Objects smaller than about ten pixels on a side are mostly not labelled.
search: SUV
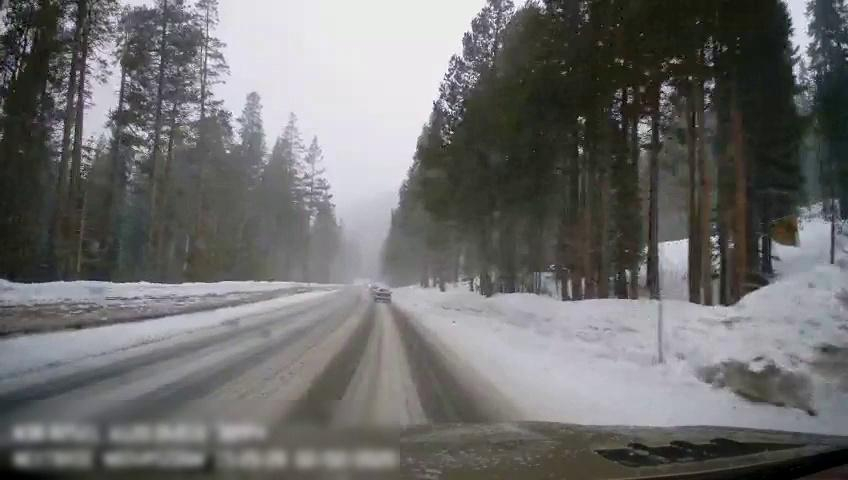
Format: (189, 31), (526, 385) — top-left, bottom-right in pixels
(373, 287), (392, 303)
